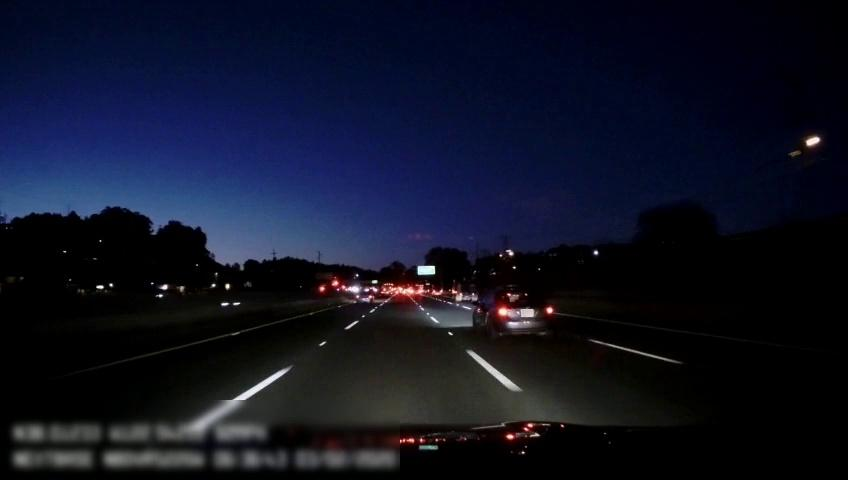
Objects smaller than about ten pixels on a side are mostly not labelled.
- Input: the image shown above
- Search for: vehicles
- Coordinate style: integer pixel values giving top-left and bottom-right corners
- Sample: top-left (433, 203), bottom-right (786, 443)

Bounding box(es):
top-left (457, 288), bottom-right (474, 302)
top-left (473, 285), bottom-right (557, 334)
top-left (218, 294), bottom-right (245, 309)
top-left (354, 288), bottom-right (374, 304)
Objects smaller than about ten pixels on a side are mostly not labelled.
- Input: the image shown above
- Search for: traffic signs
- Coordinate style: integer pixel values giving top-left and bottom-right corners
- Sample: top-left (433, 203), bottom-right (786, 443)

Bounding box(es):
top-left (417, 265), bottom-right (436, 276)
